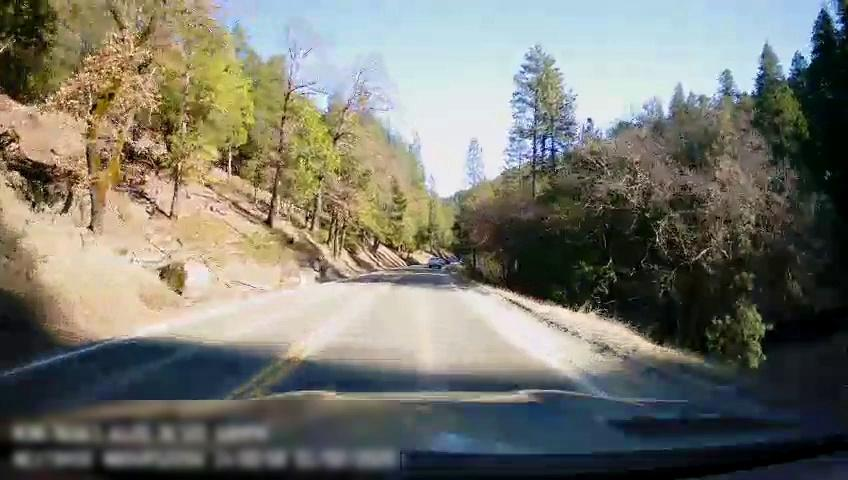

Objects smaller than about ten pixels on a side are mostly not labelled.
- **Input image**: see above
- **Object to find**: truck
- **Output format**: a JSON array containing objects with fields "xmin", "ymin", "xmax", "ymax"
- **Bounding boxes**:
[{"xmin": 428, "ymin": 255, "xmax": 442, "ymax": 268}]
